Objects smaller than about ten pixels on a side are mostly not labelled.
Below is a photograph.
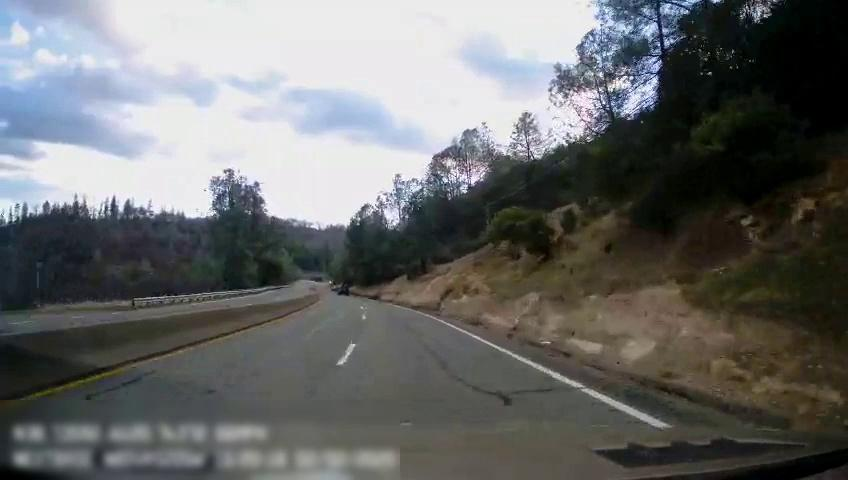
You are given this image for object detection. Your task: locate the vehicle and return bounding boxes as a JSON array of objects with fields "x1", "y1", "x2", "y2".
[{"x1": 337, "y1": 284, "x2": 350, "y2": 297}]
